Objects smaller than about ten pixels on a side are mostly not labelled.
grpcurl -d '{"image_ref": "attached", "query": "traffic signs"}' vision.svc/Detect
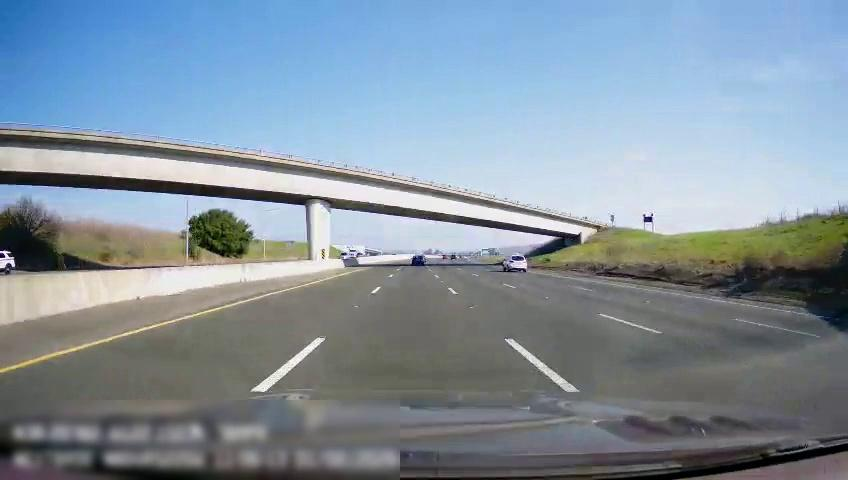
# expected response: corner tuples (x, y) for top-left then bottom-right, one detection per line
(320, 248), (327, 260)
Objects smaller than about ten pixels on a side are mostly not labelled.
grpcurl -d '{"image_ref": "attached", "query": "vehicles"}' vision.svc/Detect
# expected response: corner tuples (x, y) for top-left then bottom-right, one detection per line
(503, 256), (527, 272)
(412, 255), (424, 265)
(0, 251), (16, 275)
